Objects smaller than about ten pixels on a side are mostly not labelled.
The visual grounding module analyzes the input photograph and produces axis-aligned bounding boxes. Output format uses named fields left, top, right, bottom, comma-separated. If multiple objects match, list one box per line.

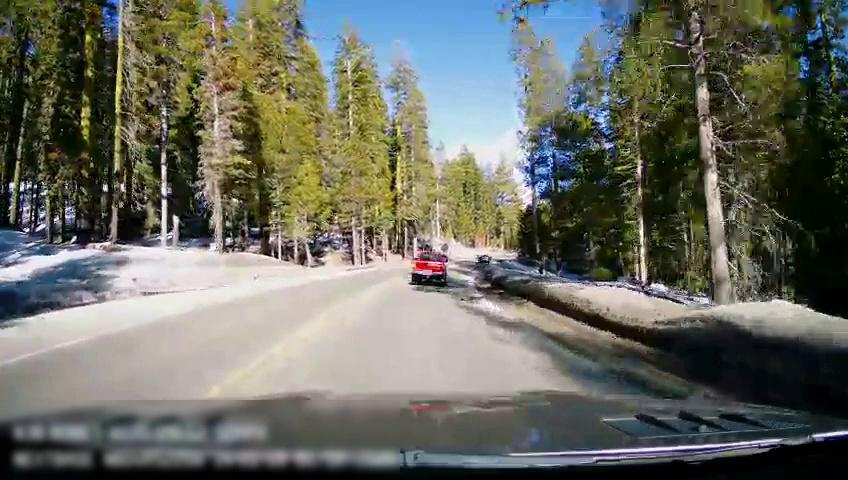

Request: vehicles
left=411, top=250, right=449, bottom=284
left=478, top=253, right=491, bottom=264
